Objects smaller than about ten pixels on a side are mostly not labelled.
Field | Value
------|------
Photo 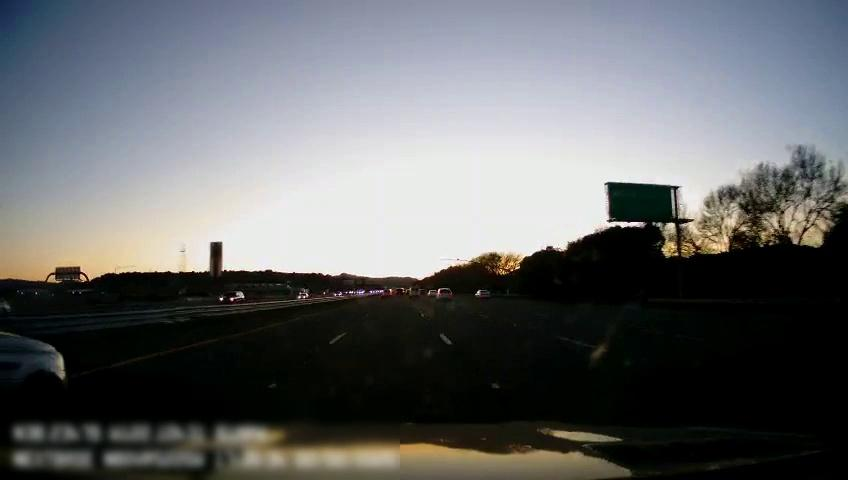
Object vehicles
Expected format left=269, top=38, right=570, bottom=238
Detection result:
left=435, top=287, right=453, bottom=302
left=474, top=289, right=490, bottom=300
left=409, top=286, right=421, bottom=298
left=426, top=289, right=437, bottom=297
left=381, top=288, right=392, bottom=298
left=0, top=331, right=65, bottom=415
left=296, top=292, right=311, bottom=299
left=218, top=290, right=246, bottom=304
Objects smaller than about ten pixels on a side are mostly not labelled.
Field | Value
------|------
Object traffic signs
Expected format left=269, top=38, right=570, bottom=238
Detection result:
left=607, top=181, right=674, bottom=223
